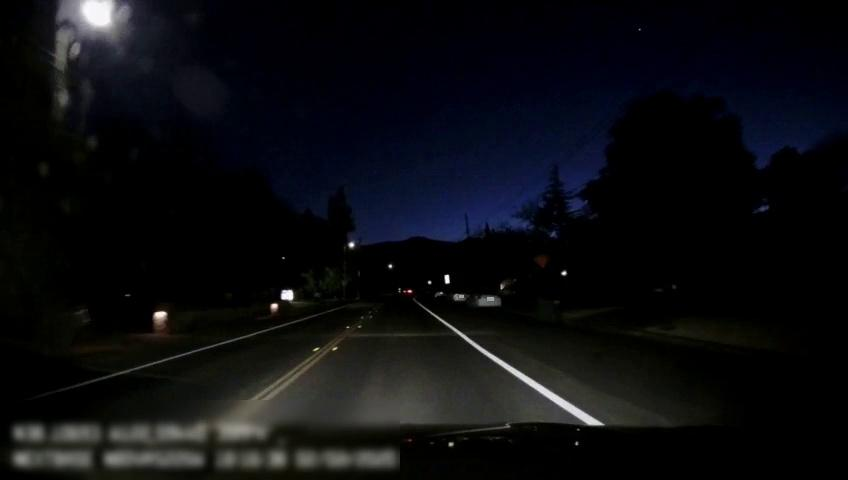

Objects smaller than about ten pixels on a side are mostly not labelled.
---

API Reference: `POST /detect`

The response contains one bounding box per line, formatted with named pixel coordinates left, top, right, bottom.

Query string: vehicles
left=466, top=287, right=502, bottom=313
left=449, top=288, right=468, bottom=306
